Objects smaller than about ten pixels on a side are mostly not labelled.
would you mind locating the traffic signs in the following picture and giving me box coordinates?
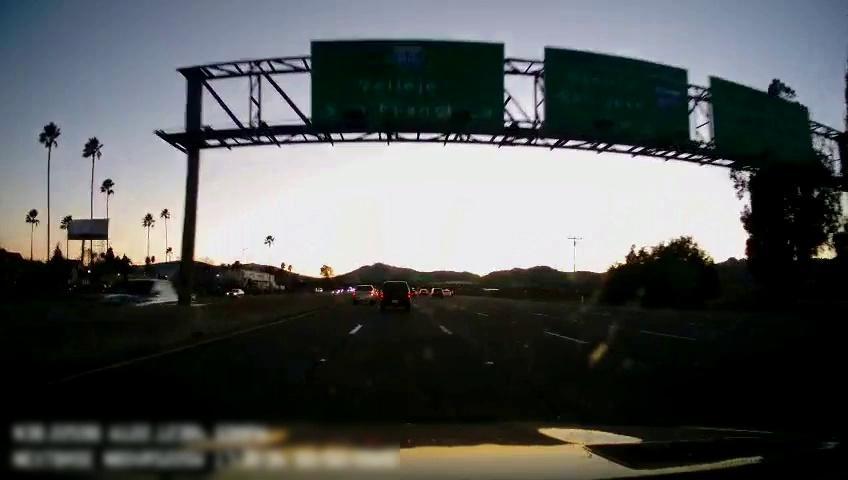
[309,38,507,136]
[541,44,693,154]
[708,73,813,171]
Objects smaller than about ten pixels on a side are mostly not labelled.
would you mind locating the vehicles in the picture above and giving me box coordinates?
[430,287,445,300]
[100,277,179,307]
[380,281,414,311]
[353,284,375,304]
[225,288,245,297]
